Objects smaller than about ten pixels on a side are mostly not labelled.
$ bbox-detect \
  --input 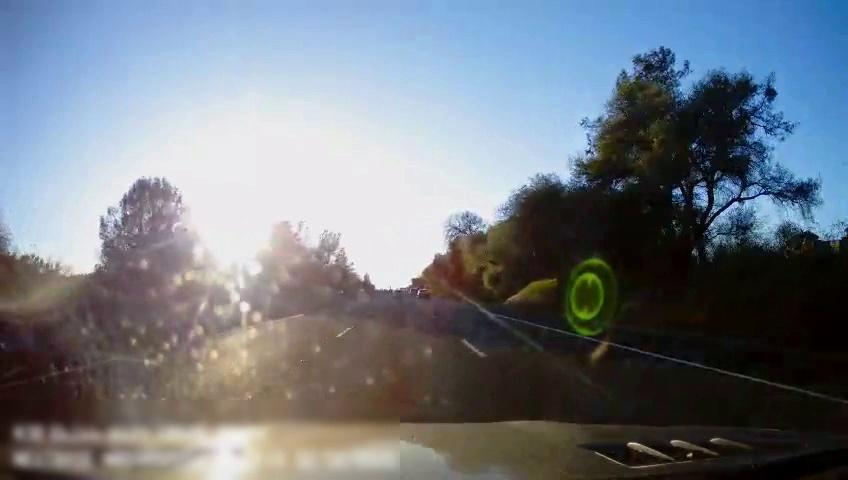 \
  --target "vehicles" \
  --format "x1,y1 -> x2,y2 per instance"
416,288 -> 431,300
408,287 -> 418,296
